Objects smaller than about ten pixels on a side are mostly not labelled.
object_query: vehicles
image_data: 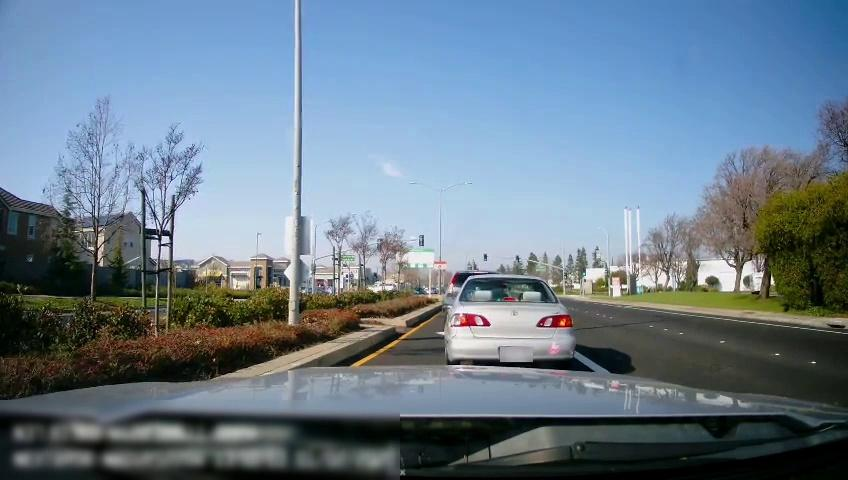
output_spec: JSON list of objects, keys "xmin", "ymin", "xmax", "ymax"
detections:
[
  {"xmin": 451, "ymin": 271, "xmax": 490, "ymax": 288},
  {"xmin": 366, "ymin": 280, "xmax": 395, "ymax": 292},
  {"xmin": 445, "ymin": 275, "xmax": 576, "ymax": 363}
]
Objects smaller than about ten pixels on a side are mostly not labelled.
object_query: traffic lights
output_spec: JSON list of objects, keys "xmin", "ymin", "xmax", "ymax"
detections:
[
  {"xmin": 418, "ymin": 234, "xmax": 424, "ymax": 247},
  {"xmin": 376, "ymin": 238, "xmax": 382, "ymax": 250}
]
